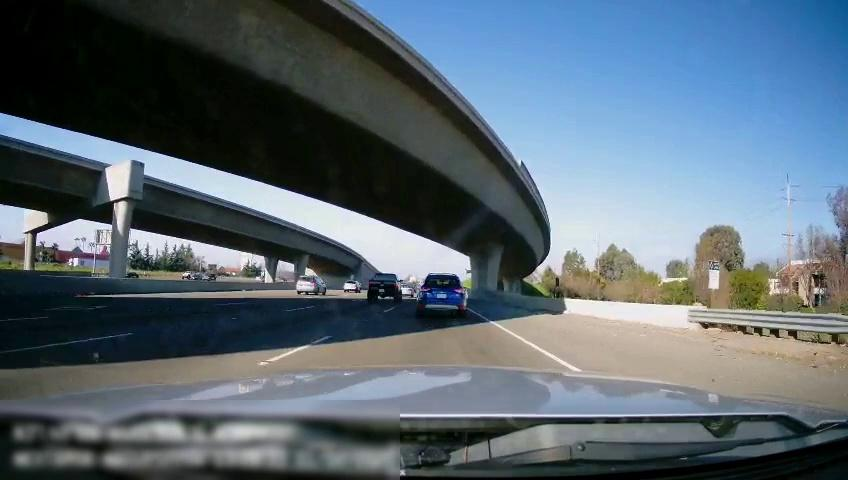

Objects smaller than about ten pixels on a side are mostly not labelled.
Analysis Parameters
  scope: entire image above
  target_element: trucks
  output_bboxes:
[368,273,404,303]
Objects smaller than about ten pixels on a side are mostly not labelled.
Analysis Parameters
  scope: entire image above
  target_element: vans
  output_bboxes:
[295,274,327,296]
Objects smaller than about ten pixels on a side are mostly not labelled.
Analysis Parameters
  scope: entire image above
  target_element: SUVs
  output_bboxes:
[415,274,466,321]
[344,280,361,294]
